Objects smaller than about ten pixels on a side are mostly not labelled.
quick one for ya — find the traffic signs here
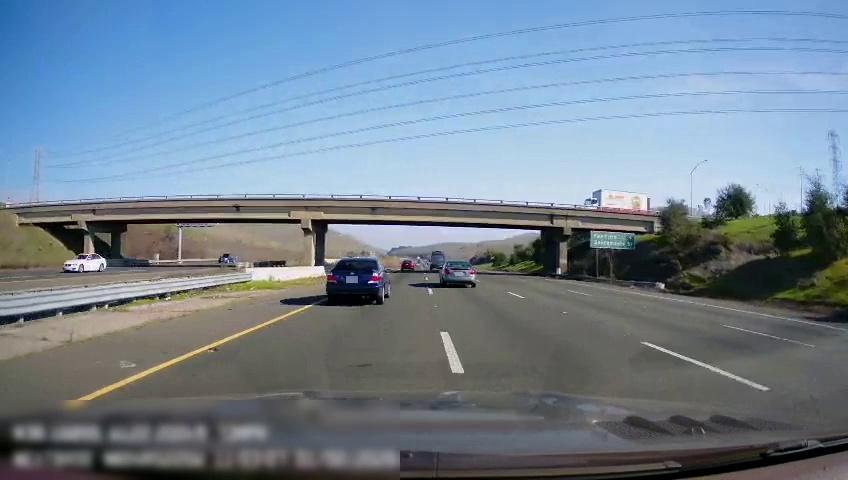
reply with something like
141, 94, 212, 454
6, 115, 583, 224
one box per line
590, 231, 634, 250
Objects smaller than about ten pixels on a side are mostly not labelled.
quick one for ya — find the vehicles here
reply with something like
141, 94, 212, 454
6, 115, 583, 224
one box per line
436, 259, 478, 289
584, 188, 651, 212
62, 252, 107, 274
428, 250, 446, 271
400, 259, 416, 272
218, 253, 236, 264
326, 257, 393, 306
